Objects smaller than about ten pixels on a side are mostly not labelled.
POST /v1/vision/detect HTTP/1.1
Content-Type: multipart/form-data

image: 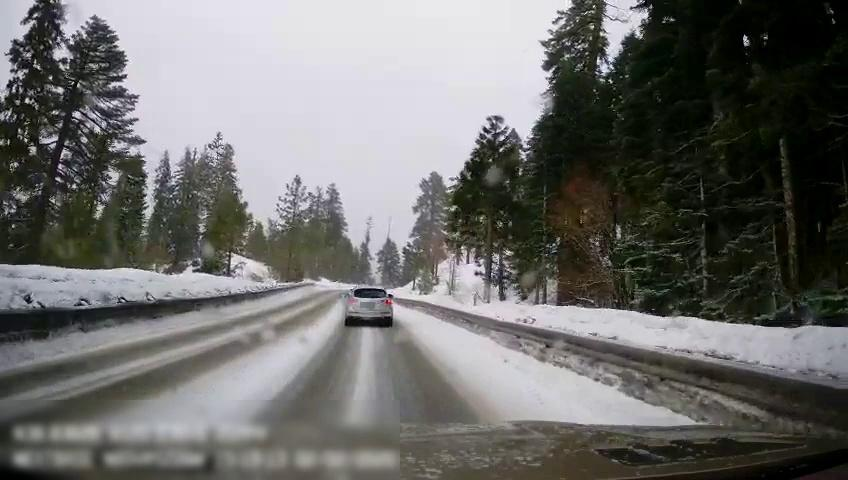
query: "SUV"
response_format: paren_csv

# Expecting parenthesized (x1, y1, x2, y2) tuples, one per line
(344, 287, 394, 327)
